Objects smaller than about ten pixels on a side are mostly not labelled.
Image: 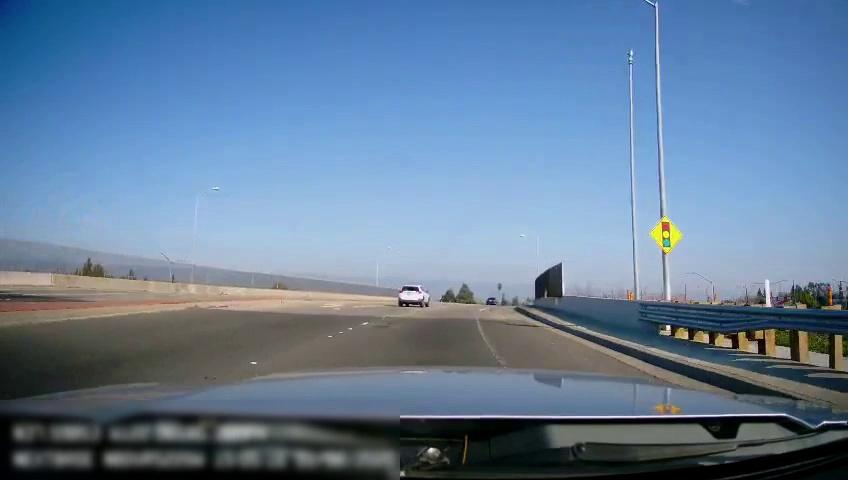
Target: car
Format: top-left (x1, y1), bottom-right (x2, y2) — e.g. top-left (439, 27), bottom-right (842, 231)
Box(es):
top-left (486, 296), bottom-right (500, 306)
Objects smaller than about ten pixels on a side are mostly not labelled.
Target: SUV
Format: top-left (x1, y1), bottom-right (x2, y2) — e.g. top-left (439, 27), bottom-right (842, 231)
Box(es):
top-left (397, 285), bottom-right (432, 308)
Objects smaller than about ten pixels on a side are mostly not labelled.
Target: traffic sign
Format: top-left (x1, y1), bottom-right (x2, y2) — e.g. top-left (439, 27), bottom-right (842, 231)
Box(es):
top-left (650, 216), bottom-right (683, 254)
